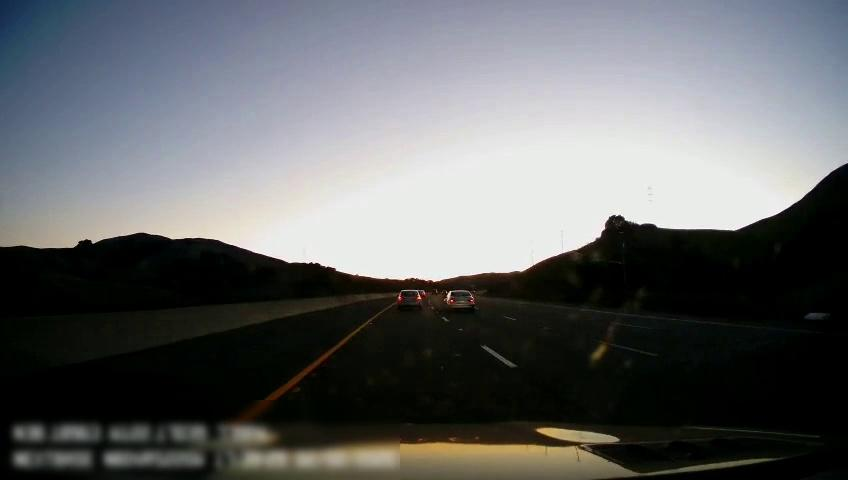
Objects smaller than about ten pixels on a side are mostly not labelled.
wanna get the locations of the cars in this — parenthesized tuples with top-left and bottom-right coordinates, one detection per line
(443, 290, 475, 312)
(397, 290, 422, 310)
